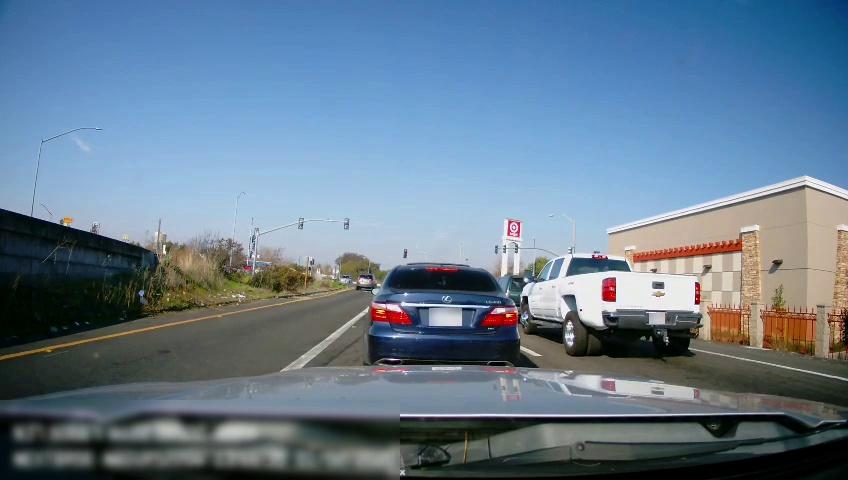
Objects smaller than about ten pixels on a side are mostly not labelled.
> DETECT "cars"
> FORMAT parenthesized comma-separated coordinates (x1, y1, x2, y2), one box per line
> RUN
(339, 274, 353, 285)
(361, 262, 522, 367)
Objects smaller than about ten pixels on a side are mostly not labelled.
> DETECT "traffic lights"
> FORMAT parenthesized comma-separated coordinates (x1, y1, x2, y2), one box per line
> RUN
(403, 248, 408, 260)
(343, 217, 350, 231)
(297, 217, 305, 230)
(494, 244, 499, 255)
(567, 247, 573, 261)
(513, 242, 519, 256)
(502, 243, 507, 255)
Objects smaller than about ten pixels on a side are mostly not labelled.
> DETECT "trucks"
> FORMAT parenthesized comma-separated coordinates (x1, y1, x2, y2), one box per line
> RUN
(519, 253, 705, 356)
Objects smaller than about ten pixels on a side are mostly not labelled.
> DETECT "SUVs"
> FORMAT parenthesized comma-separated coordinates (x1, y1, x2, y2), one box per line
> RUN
(356, 274, 377, 291)
(497, 272, 537, 318)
